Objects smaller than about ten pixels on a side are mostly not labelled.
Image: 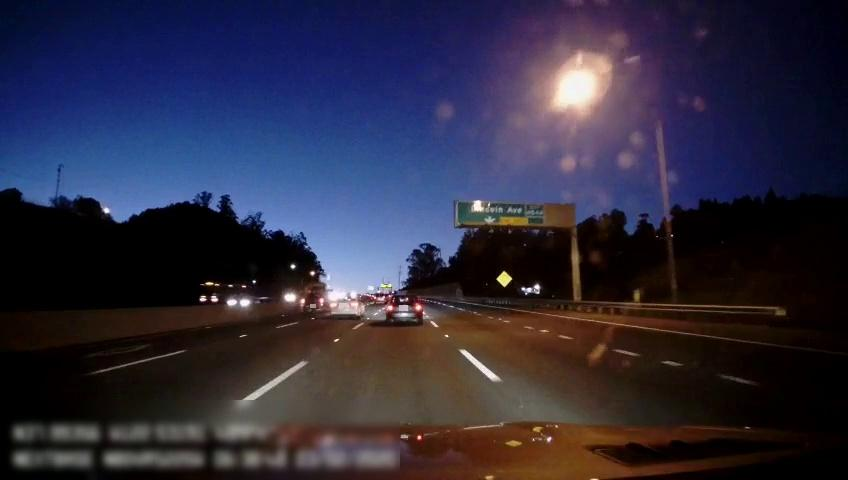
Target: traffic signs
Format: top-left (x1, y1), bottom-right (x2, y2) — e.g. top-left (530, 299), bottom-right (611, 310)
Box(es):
top-left (496, 270), bottom-right (513, 288)
top-left (456, 200), bottom-right (545, 226)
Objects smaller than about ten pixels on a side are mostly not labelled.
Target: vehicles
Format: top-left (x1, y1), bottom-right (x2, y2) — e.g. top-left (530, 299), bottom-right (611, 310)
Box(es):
top-left (301, 292), bottom-right (331, 314)
top-left (283, 293), bottom-right (298, 303)
top-left (330, 298), bottom-right (365, 321)
top-left (199, 283), bottom-right (248, 306)
top-left (373, 292), bottom-right (388, 304)
top-left (226, 296), bottom-right (261, 306)
top-left (384, 295), bottom-right (423, 325)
